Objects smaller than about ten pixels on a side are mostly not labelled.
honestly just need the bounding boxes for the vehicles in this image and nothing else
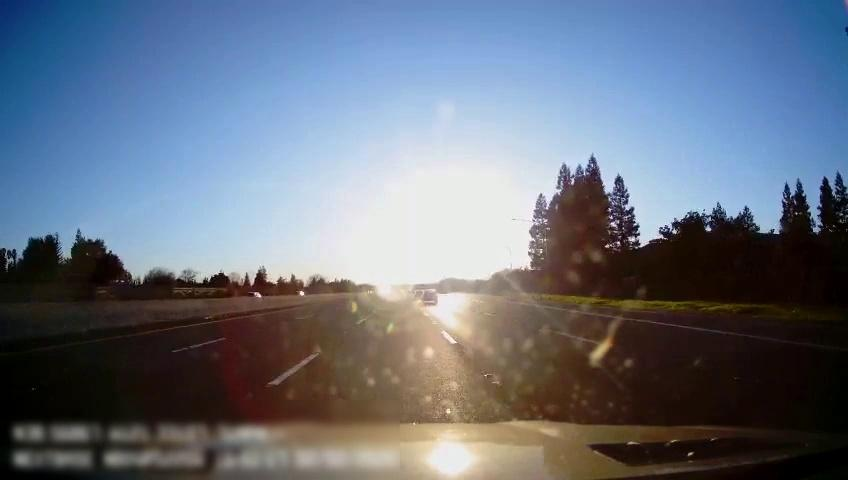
[295,290,306,297]
[421,288,438,304]
[413,290,425,300]
[247,291,263,298]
